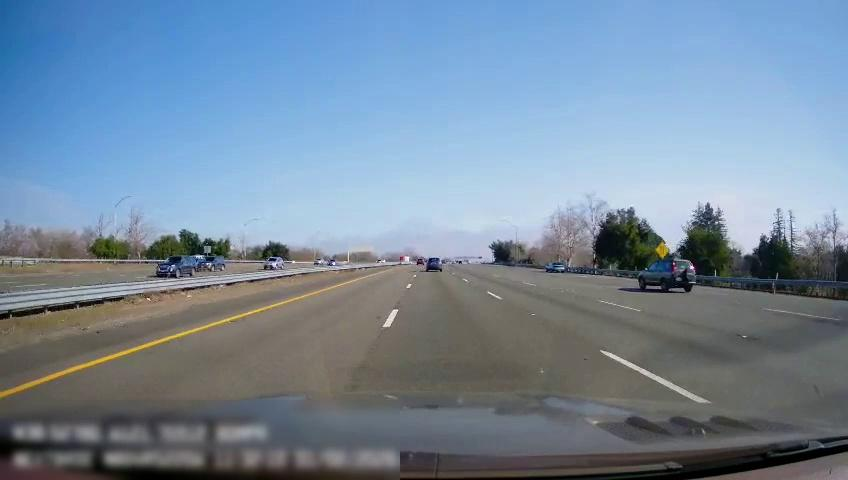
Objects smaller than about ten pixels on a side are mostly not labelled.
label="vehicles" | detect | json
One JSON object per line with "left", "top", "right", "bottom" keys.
{"left": 544, "top": 262, "right": 565, "bottom": 273}
{"left": 155, "top": 255, "right": 197, "bottom": 279}
{"left": 638, "top": 257, "right": 696, "bottom": 293}
{"left": 416, "top": 258, "right": 425, "bottom": 266}
{"left": 263, "top": 256, "right": 285, "bottom": 271}
{"left": 196, "top": 255, "right": 226, "bottom": 273}
{"left": 426, "top": 257, "right": 443, "bottom": 272}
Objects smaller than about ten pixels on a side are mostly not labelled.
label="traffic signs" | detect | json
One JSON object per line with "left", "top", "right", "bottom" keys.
{"left": 655, "top": 242, "right": 670, "bottom": 259}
